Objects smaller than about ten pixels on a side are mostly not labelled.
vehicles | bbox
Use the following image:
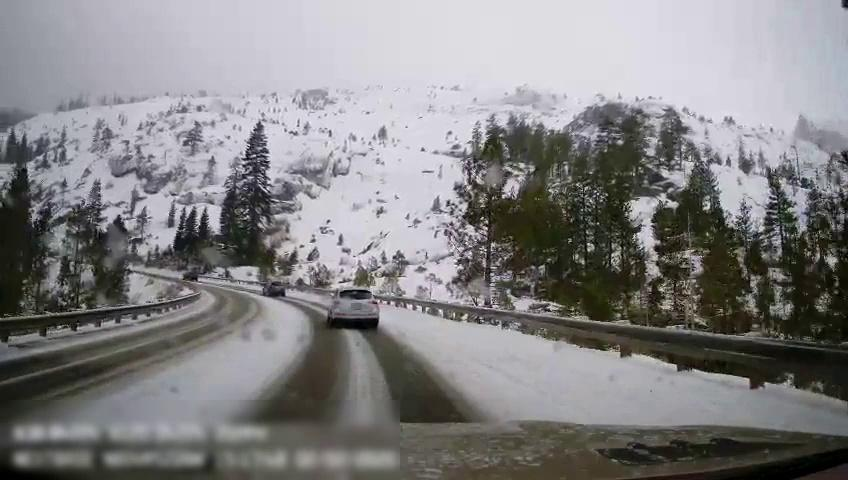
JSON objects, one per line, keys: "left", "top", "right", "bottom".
{"left": 182, "top": 272, "right": 198, "bottom": 282}
{"left": 326, "top": 286, "right": 381, "bottom": 328}
{"left": 262, "top": 280, "right": 285, "bottom": 297}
